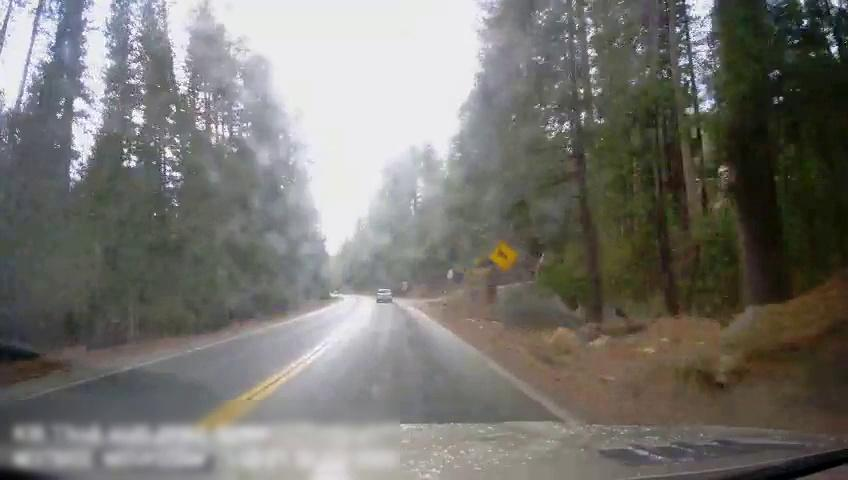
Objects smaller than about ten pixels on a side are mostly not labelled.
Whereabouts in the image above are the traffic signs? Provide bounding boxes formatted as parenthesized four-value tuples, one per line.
(488, 240, 519, 273)
(400, 280, 409, 292)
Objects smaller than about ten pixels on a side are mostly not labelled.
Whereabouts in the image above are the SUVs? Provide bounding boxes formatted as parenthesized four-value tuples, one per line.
(375, 288, 393, 304)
